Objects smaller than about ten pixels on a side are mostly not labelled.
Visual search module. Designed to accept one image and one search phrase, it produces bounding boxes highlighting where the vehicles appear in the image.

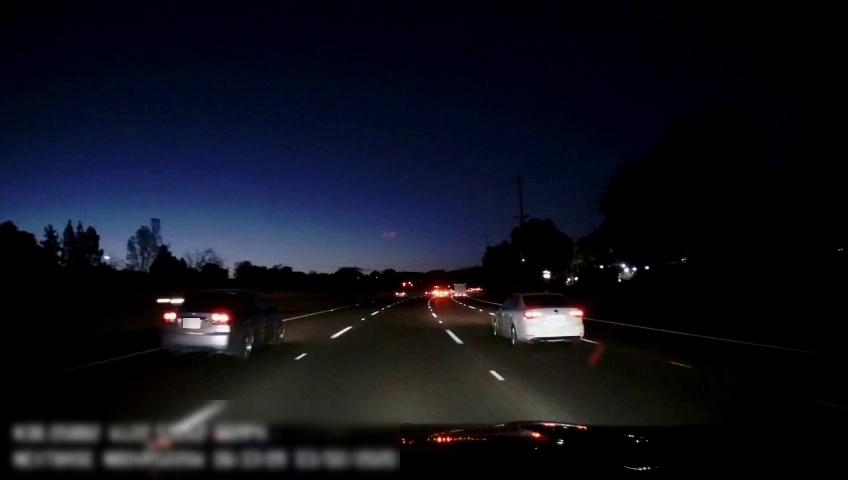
[491,292,585,352]
[454,283,467,298]
[161,287,286,363]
